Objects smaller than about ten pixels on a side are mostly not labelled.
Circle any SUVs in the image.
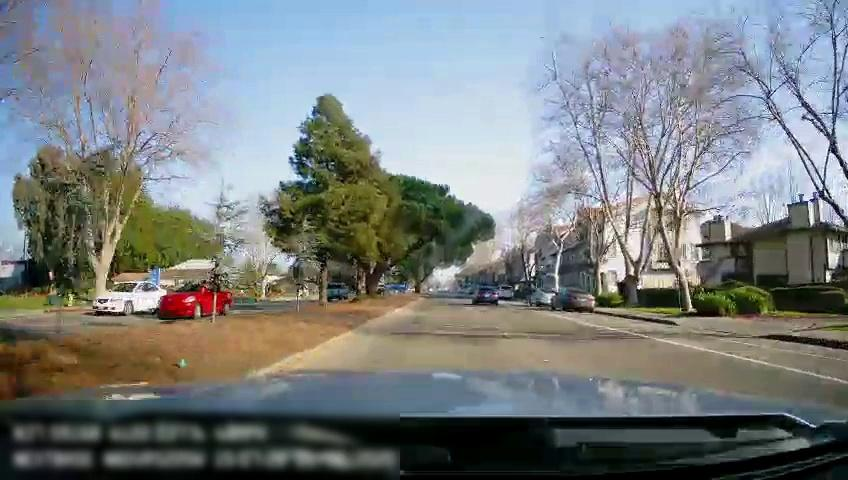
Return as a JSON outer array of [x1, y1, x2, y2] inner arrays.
[[497, 284, 514, 300], [327, 282, 350, 301]]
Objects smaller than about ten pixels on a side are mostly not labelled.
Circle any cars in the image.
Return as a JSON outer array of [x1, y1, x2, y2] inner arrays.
[[91, 281, 168, 317], [157, 279, 234, 321], [550, 288, 597, 315], [472, 284, 499, 305], [528, 286, 554, 308]]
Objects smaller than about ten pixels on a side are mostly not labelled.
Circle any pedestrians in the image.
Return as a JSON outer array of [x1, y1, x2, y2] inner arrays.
[[47, 269, 57, 306]]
